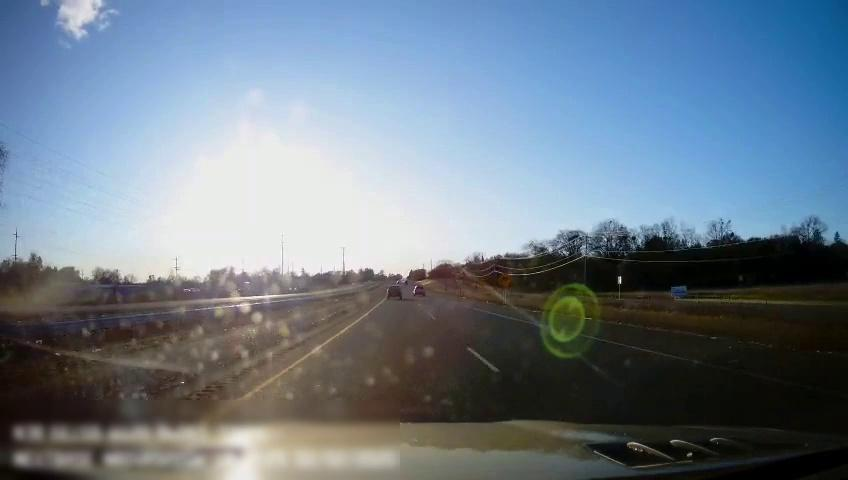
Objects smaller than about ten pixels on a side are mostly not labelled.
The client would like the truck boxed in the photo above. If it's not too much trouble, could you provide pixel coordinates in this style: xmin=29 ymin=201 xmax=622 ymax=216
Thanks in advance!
xmin=386 ymin=285 xmax=402 ymax=300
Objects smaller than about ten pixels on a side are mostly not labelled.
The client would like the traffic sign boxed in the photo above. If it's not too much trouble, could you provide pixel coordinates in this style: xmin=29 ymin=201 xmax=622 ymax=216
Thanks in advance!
xmin=499 ymin=273 xmax=512 ymax=288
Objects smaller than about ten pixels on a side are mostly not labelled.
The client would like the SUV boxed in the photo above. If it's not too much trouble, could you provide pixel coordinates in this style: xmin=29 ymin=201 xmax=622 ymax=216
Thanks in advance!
xmin=413 ymin=285 xmax=426 ymax=296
